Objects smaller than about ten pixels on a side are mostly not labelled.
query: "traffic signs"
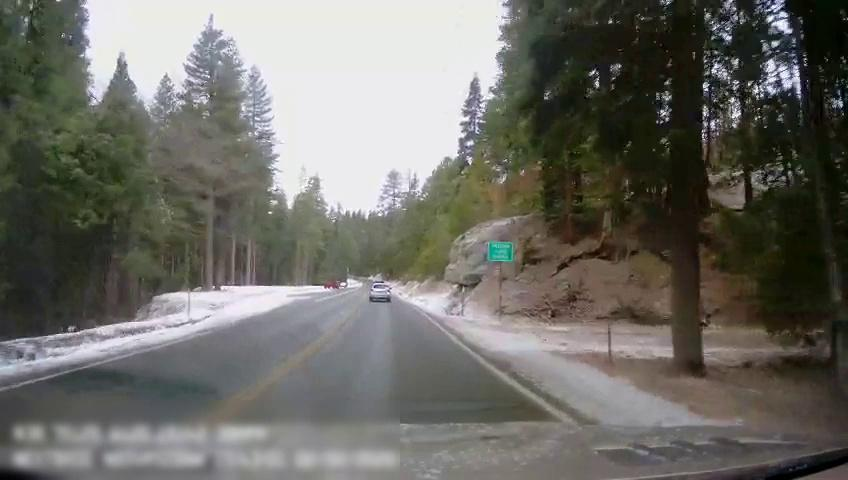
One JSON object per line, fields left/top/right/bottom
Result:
{"left": 487, "top": 240, "right": 514, "bottom": 263}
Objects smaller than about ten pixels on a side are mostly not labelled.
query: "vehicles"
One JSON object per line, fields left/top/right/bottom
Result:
{"left": 324, "top": 279, "right": 344, "bottom": 289}
{"left": 369, "top": 283, "right": 392, "bottom": 303}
